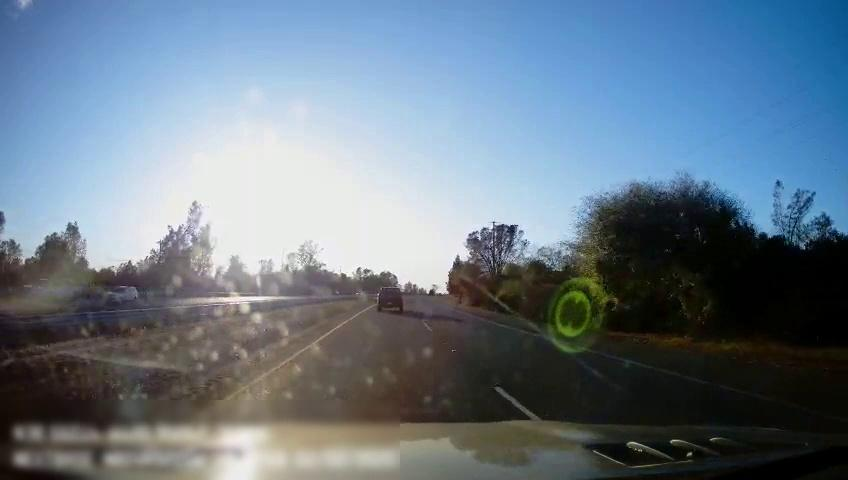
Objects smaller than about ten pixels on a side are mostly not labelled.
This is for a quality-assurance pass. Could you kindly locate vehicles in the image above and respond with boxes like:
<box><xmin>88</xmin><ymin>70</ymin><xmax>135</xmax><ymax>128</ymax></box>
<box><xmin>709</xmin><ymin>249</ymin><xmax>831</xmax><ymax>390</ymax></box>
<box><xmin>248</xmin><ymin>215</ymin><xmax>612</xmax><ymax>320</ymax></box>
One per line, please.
<box><xmin>105</xmin><ymin>286</ymin><xmax>138</xmax><ymax>305</ymax></box>
<box><xmin>377</xmin><ymin>287</ymin><xmax>403</xmax><ymax>312</ymax></box>
<box><xmin>21</xmin><ymin>278</ymin><xmax>80</xmax><ymax>304</ymax></box>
